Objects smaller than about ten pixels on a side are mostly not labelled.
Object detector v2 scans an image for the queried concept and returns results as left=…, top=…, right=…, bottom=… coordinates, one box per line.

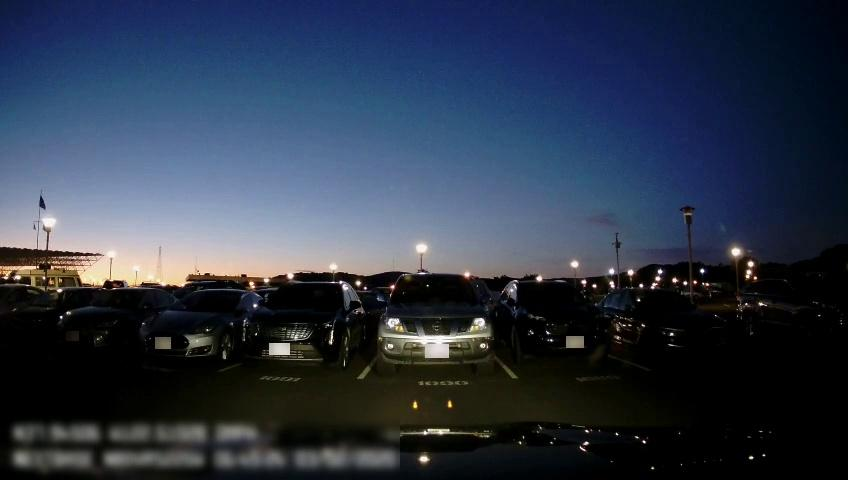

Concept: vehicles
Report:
left=102, top=279, right=129, bottom=290
left=0, top=266, right=82, bottom=294
left=491, top=278, right=614, bottom=366
left=3, top=288, right=109, bottom=337
left=737, top=276, right=848, bottom=345
left=373, top=271, right=503, bottom=381
left=240, top=279, right=372, bottom=373
left=0, top=283, right=47, bottom=323
left=590, top=288, right=738, bottom=371
left=52, top=287, right=179, bottom=355
left=137, top=288, right=266, bottom=365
